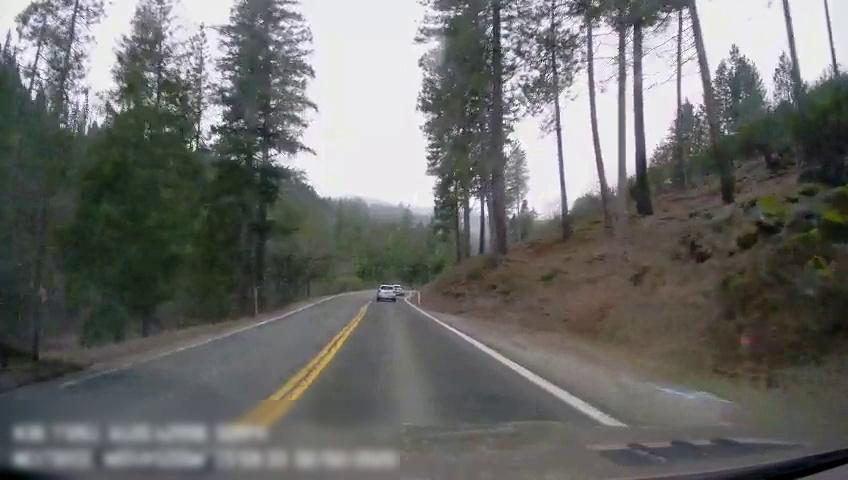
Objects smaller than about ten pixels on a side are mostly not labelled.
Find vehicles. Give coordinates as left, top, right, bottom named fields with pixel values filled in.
left=392, top=284, right=404, bottom=296
left=376, top=284, right=396, bottom=302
